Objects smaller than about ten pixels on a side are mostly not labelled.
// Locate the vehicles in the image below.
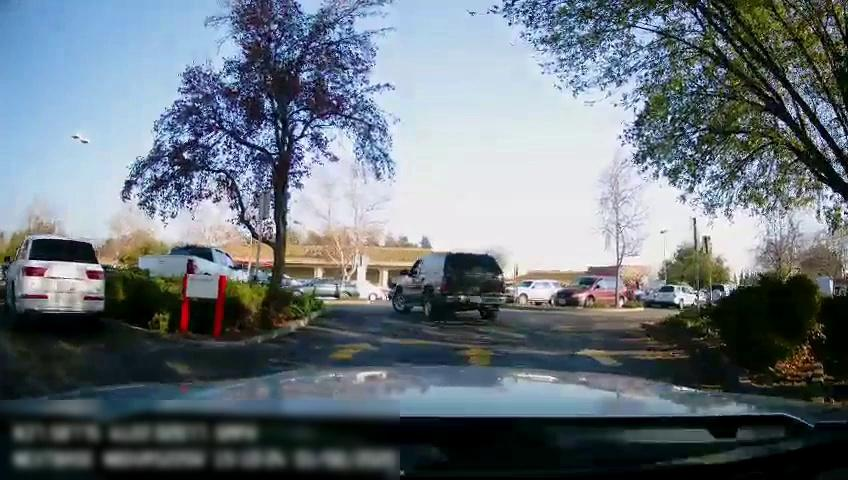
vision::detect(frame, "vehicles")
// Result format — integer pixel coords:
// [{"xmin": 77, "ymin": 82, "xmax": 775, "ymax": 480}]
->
[
  {"xmin": 817, "ymin": 277, "xmax": 835, "ymax": 299},
  {"xmin": 554, "ymin": 277, "xmax": 629, "ymax": 309},
  {"xmin": 3, "ymin": 236, "xmax": 106, "ymax": 332},
  {"xmin": 242, "ymin": 268, "xmax": 292, "ymax": 292},
  {"xmin": 706, "ymin": 283, "xmax": 738, "ymax": 304},
  {"xmin": 643, "ymin": 287, "xmax": 661, "ymax": 307},
  {"xmin": 625, "ymin": 283, "xmax": 652, "ymax": 303},
  {"xmin": 286, "ymin": 277, "xmax": 360, "ymax": 300},
  {"xmin": 505, "ymin": 280, "xmax": 563, "ymax": 306},
  {"xmin": 349, "ymin": 282, "xmax": 382, "ymax": 301},
  {"xmin": 269, "ymin": 272, "xmax": 304, "ymax": 286},
  {"xmin": 136, "ymin": 244, "xmax": 248, "ymax": 288},
  {"xmin": 392, "ymin": 252, "xmax": 506, "ymax": 321},
  {"xmin": 658, "ymin": 285, "xmax": 698, "ymax": 309}
]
